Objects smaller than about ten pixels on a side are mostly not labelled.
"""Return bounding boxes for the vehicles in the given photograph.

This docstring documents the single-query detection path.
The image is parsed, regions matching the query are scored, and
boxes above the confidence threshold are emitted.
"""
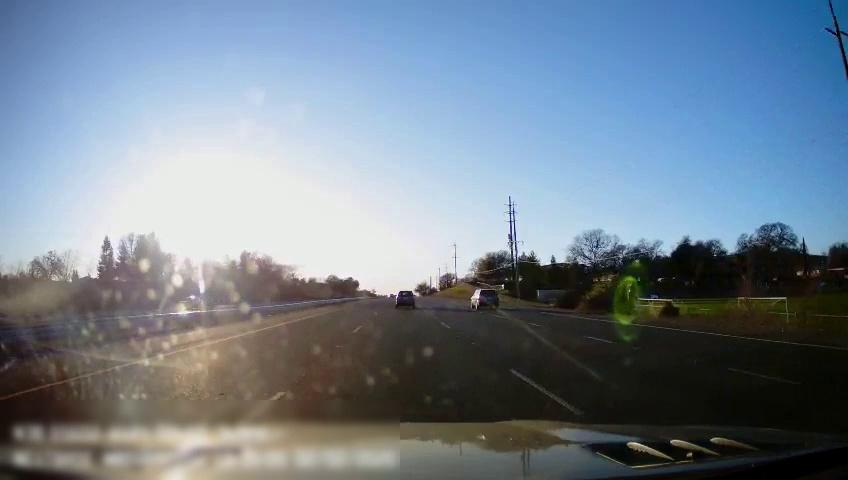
[176,295,209,311]
[470,289,499,311]
[396,289,417,309]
